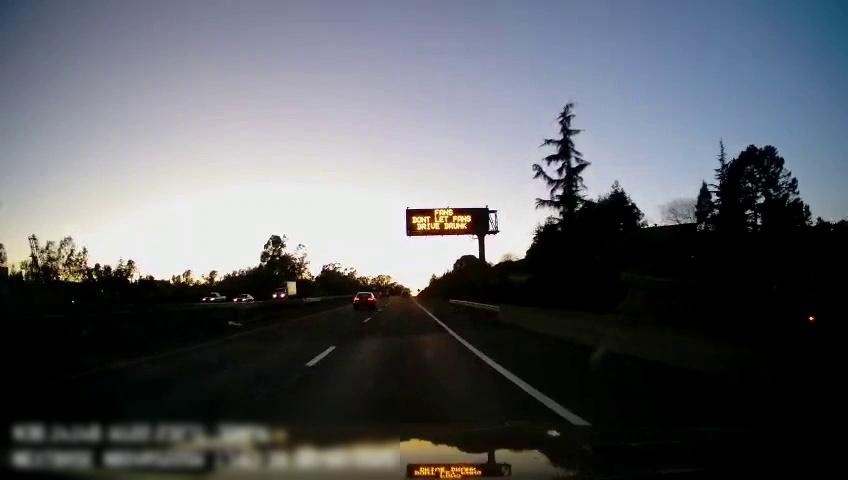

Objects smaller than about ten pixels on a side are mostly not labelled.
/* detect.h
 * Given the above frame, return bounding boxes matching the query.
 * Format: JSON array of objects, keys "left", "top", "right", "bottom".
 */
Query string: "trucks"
[
  {"left": 201, "top": 291, "right": 226, "bottom": 305},
  {"left": 271, "top": 281, "right": 297, "bottom": 300}
]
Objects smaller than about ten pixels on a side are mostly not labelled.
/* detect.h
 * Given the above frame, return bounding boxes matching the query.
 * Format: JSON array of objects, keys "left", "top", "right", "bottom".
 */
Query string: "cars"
[
  {"left": 353, "top": 292, "right": 378, "bottom": 310},
  {"left": 233, "top": 293, "right": 254, "bottom": 303}
]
